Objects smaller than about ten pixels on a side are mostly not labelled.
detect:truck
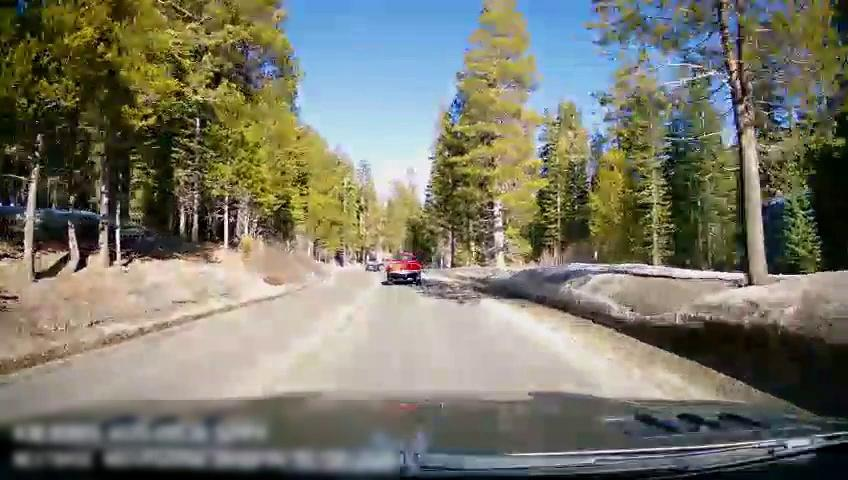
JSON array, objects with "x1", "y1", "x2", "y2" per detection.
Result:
[{"x1": 386, "y1": 255, "x2": 422, "y2": 285}]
